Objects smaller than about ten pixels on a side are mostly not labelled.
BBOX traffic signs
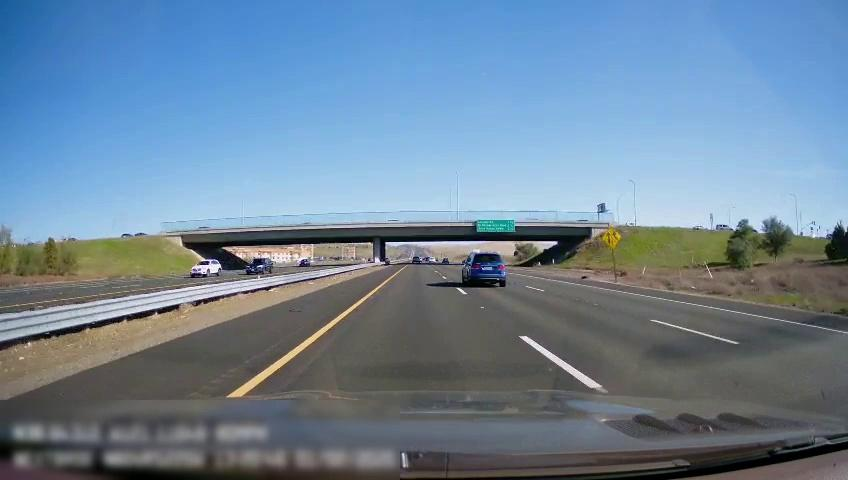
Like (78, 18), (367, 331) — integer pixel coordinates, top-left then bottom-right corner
(476, 218), (516, 232)
(603, 224), (622, 248)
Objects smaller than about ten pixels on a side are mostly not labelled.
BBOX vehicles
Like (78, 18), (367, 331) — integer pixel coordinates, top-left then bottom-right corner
(298, 258), (310, 268)
(245, 257), (274, 275)
(715, 224), (733, 230)
(190, 259), (222, 278)
(461, 252), (506, 288)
